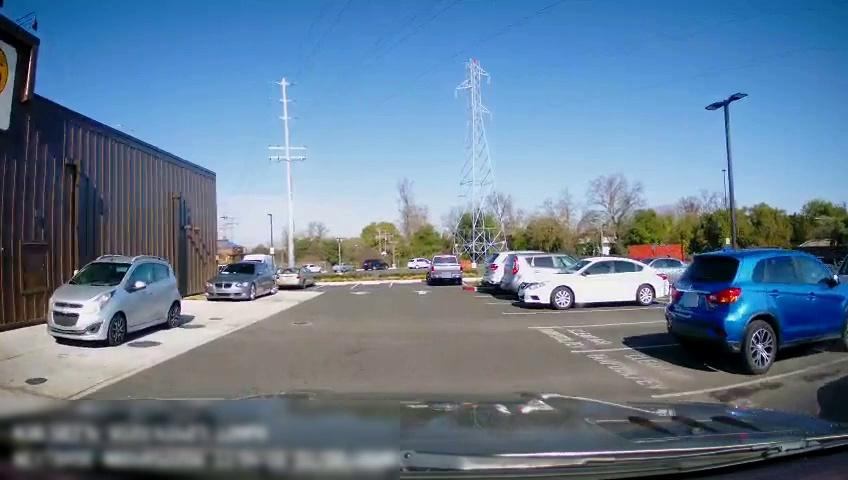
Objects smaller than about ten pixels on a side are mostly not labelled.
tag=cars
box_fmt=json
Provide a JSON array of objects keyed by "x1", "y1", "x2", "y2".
[
  {"x1": 46, "y1": 255, "x2": 183, "y2": 347},
  {"x1": 500, "y1": 253, "x2": 578, "y2": 296},
  {"x1": 637, "y1": 256, "x2": 685, "y2": 283},
  {"x1": 408, "y1": 258, "x2": 432, "y2": 269},
  {"x1": 331, "y1": 262, "x2": 351, "y2": 272},
  {"x1": 302, "y1": 264, "x2": 321, "y2": 273},
  {"x1": 205, "y1": 261, "x2": 280, "y2": 302},
  {"x1": 277, "y1": 267, "x2": 315, "y2": 289},
  {"x1": 517, "y1": 255, "x2": 673, "y2": 311}
]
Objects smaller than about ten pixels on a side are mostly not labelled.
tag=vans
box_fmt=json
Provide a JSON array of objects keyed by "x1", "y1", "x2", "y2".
[{"x1": 239, "y1": 254, "x2": 276, "y2": 269}]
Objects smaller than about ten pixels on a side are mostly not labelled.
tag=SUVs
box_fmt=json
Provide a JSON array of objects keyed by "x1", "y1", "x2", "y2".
[
  {"x1": 664, "y1": 247, "x2": 848, "y2": 375},
  {"x1": 362, "y1": 258, "x2": 388, "y2": 271},
  {"x1": 484, "y1": 251, "x2": 545, "y2": 289}
]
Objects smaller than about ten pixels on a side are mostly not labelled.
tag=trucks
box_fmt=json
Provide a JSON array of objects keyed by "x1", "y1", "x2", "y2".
[{"x1": 426, "y1": 255, "x2": 464, "y2": 285}]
